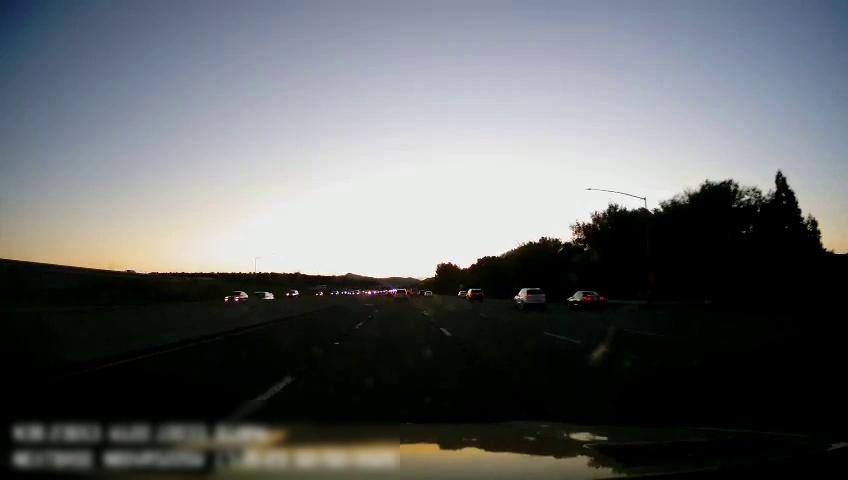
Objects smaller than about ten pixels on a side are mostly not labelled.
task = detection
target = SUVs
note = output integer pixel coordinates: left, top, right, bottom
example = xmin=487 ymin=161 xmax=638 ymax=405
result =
xmin=466 ymin=288 xmax=485 ymax=303
xmin=393 ymin=288 xmax=408 ymax=301
xmin=512 ymin=287 xmax=546 ymax=310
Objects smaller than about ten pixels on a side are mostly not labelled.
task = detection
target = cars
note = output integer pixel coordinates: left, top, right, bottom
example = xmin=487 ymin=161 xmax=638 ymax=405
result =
xmin=223 ymin=290 xmax=249 ymax=303
xmin=565 ymin=290 xmax=606 ymax=309
xmin=285 ymin=289 xmax=300 ymax=297
xmin=251 ymin=291 xmax=274 ymax=300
